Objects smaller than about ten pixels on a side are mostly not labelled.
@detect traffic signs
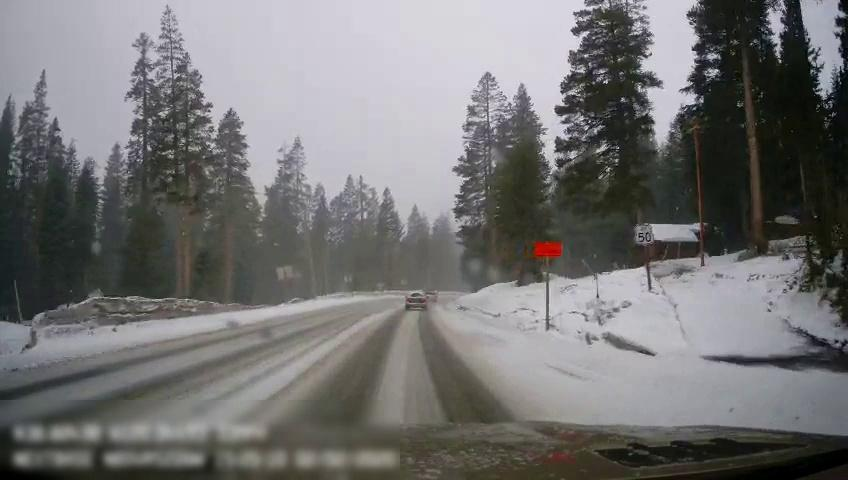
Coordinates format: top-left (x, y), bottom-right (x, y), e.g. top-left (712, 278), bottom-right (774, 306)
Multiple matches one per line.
top-left (634, 224), bottom-right (654, 246)
top-left (274, 264), bottom-right (295, 279)
top-left (532, 240), bottom-right (562, 257)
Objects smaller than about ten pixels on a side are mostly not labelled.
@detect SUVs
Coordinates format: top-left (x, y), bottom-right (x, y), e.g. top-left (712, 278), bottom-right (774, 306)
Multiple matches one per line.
top-left (404, 291), bottom-right (430, 313)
